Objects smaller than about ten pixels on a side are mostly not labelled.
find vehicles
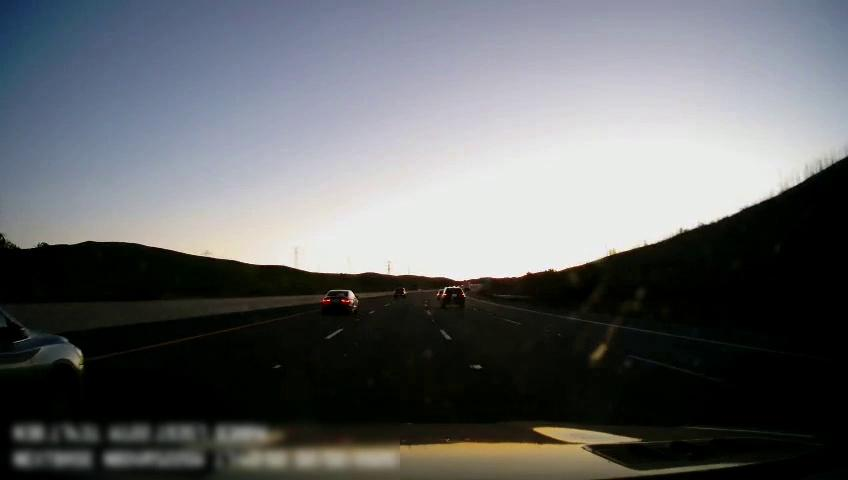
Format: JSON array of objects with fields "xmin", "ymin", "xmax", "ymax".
[
  {"xmin": 441, "ymin": 286, "xmax": 466, "ymax": 308},
  {"xmin": 322, "ymin": 290, "xmax": 359, "ymax": 314},
  {"xmin": 394, "ymin": 287, "xmax": 407, "ymax": 298},
  {"xmin": 0, "ymin": 302, "xmax": 87, "ymax": 444},
  {"xmin": 436, "ymin": 289, "xmax": 445, "ymax": 300}
]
